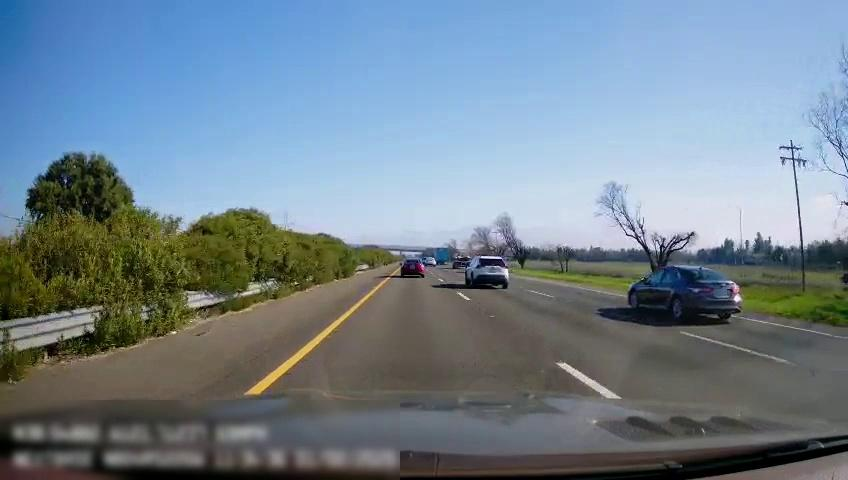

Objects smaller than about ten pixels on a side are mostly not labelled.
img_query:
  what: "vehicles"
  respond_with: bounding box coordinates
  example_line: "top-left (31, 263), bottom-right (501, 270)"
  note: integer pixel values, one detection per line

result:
top-left (840, 272), bottom-right (848, 285)
top-left (398, 257), bottom-right (426, 279)
top-left (464, 256), bottom-right (510, 289)
top-left (627, 265), bottom-right (744, 324)
top-left (422, 256), bottom-right (437, 267)
top-left (452, 255), bottom-right (470, 269)
top-left (434, 249), bottom-right (448, 264)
